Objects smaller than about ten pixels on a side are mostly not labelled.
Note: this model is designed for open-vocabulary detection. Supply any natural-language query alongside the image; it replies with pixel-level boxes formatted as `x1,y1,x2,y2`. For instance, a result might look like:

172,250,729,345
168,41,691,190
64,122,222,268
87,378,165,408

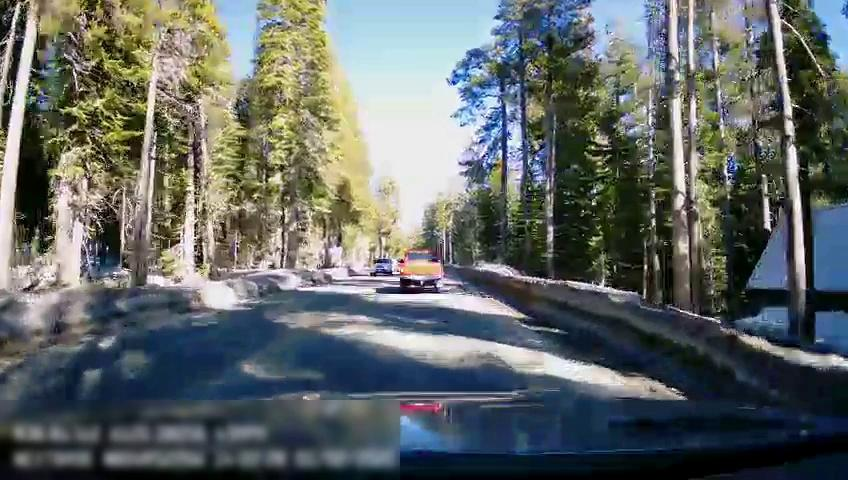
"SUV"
370,255,396,276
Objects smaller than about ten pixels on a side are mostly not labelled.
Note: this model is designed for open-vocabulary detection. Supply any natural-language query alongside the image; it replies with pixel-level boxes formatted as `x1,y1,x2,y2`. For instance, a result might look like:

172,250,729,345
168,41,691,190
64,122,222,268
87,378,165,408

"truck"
398,250,441,293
